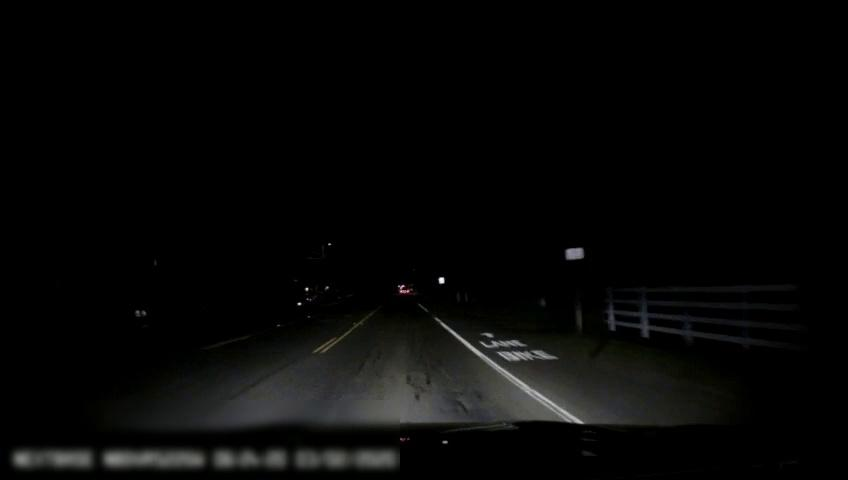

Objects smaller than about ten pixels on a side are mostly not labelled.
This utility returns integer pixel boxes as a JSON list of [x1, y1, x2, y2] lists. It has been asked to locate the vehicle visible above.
[[397, 284, 411, 298]]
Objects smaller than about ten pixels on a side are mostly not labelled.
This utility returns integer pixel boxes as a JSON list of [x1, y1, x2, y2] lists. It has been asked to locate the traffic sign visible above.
[[565, 247, 584, 261]]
